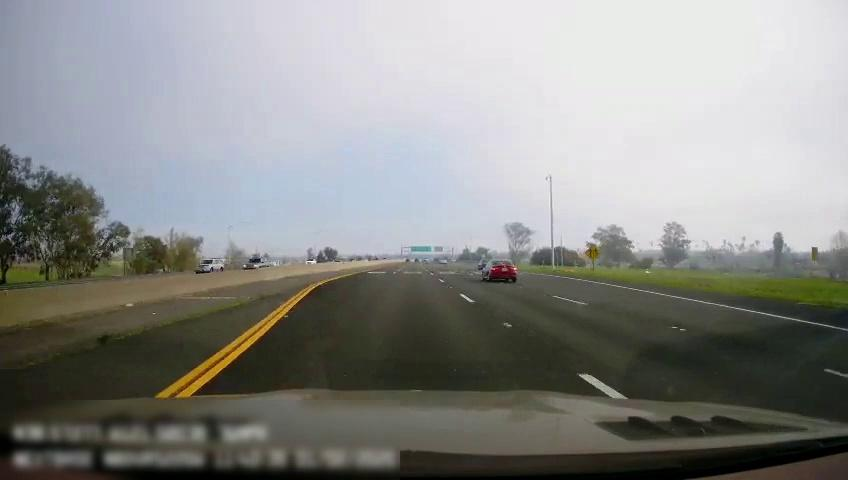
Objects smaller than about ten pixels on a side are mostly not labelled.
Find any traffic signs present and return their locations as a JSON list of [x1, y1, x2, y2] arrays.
[[410, 246, 432, 253], [585, 244, 601, 261]]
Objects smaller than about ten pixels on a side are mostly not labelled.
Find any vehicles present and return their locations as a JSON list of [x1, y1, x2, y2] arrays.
[[305, 258, 317, 265], [194, 257, 225, 275], [482, 259, 518, 283], [478, 260, 490, 270], [243, 258, 271, 271]]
